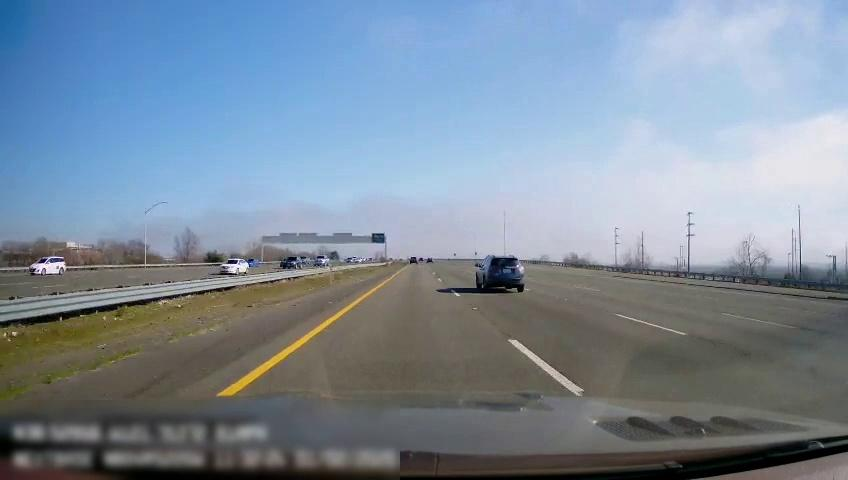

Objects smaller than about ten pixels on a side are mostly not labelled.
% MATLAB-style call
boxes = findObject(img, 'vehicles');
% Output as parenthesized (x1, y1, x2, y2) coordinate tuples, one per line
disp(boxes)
(28, 256, 67, 277)
(474, 255, 526, 292)
(281, 255, 304, 270)
(299, 255, 311, 265)
(219, 258, 250, 277)
(313, 255, 331, 267)
(245, 258, 259, 268)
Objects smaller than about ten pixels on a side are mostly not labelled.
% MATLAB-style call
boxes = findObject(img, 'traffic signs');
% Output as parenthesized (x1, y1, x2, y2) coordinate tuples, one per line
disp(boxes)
(369, 232, 386, 245)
